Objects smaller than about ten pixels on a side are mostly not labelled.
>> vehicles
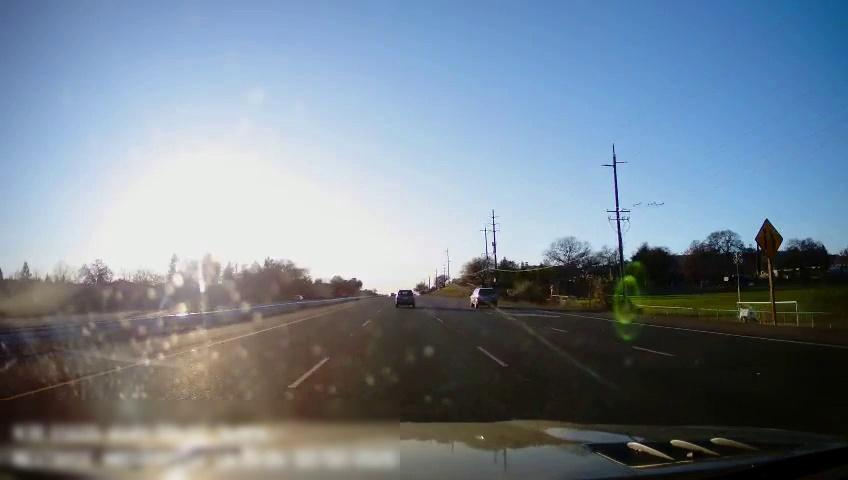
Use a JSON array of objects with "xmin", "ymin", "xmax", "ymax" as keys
[
  {"xmin": 395, "ymin": 289, "xmax": 416, "ymax": 309},
  {"xmin": 293, "ymin": 294, "xmax": 304, "ymax": 302},
  {"xmin": 469, "ymin": 288, "xmax": 498, "ymax": 310}
]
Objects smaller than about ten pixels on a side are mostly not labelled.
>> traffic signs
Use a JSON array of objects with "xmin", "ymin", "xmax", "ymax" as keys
[{"xmin": 754, "ymin": 217, "xmax": 785, "ymax": 259}]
